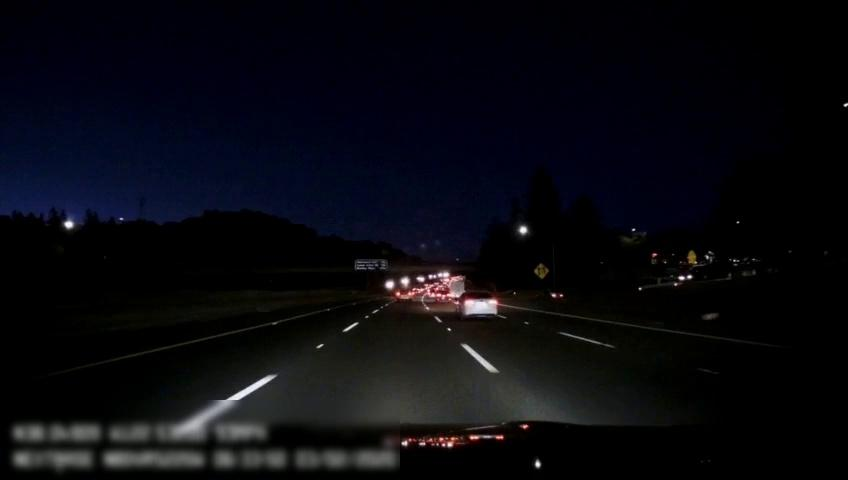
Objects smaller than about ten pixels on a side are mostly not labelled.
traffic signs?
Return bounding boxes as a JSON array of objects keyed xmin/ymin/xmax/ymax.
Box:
[
  {"xmin": 354, "ymin": 258, "xmax": 387, "ymax": 271},
  {"xmin": 686, "ymin": 250, "xmax": 697, "ymax": 261},
  {"xmin": 534, "ymin": 263, "xmax": 549, "ymax": 279}
]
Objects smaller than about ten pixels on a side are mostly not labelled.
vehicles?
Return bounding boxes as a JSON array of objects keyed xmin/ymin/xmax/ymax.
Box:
[
  {"xmin": 450, "ymin": 281, "xmax": 465, "ymax": 302},
  {"xmin": 396, "ymin": 288, "xmax": 413, "ymax": 302},
  {"xmin": 678, "ymin": 262, "xmax": 735, "ymax": 281},
  {"xmin": 458, "ymin": 290, "xmax": 498, "ymax": 322},
  {"xmin": 637, "ymin": 277, "xmax": 685, "ymax": 292},
  {"xmin": 536, "ymin": 288, "xmax": 564, "ymax": 300},
  {"xmin": 436, "ymin": 289, "xmax": 452, "ymax": 303}
]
